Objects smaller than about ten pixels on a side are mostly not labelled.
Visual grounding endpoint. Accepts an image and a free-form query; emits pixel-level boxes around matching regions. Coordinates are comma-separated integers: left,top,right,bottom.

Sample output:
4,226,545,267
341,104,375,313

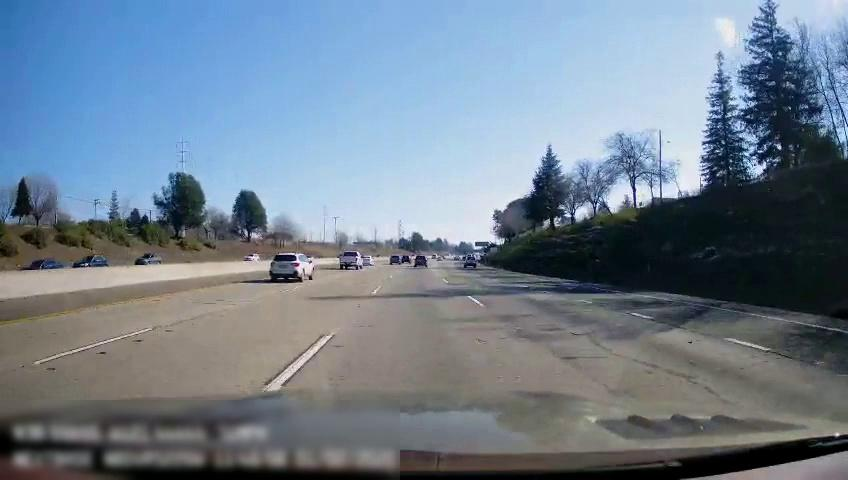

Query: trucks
135,252,161,265
338,249,365,270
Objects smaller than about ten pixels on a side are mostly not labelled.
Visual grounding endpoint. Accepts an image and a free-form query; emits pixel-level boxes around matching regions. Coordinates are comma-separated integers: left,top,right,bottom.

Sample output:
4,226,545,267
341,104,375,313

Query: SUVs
242,256,258,262
463,255,477,268
268,252,317,283
388,254,403,265
413,255,428,268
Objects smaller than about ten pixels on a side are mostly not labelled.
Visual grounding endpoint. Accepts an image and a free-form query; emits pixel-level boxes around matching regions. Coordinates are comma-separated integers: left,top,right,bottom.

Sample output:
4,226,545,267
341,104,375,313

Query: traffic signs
474,241,490,246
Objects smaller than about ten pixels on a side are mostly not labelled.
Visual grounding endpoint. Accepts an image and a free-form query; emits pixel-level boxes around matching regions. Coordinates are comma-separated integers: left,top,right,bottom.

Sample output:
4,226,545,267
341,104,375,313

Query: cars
364,255,374,266
71,255,111,269
19,259,56,271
